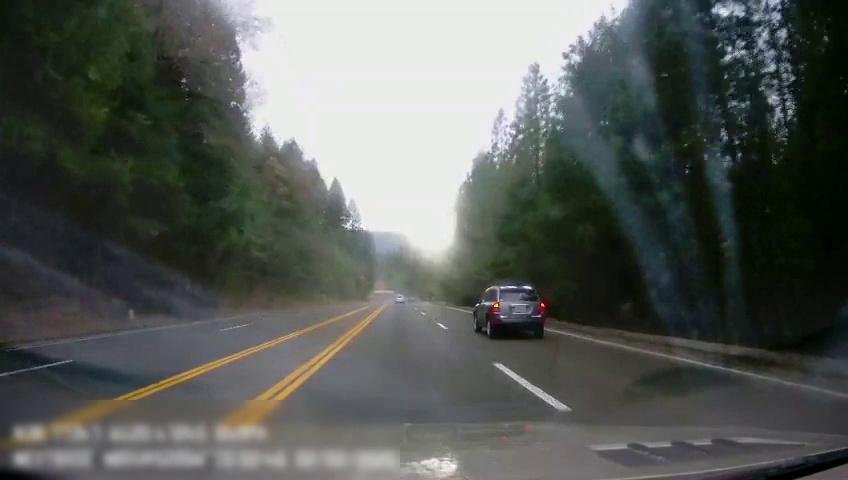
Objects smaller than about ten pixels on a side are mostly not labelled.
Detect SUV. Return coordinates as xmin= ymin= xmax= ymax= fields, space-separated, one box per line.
xmin=473 ymin=284 xmax=548 ymax=339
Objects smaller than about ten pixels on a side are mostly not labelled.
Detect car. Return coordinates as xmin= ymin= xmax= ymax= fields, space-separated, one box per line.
xmin=394 ymin=294 xmax=407 ymax=305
